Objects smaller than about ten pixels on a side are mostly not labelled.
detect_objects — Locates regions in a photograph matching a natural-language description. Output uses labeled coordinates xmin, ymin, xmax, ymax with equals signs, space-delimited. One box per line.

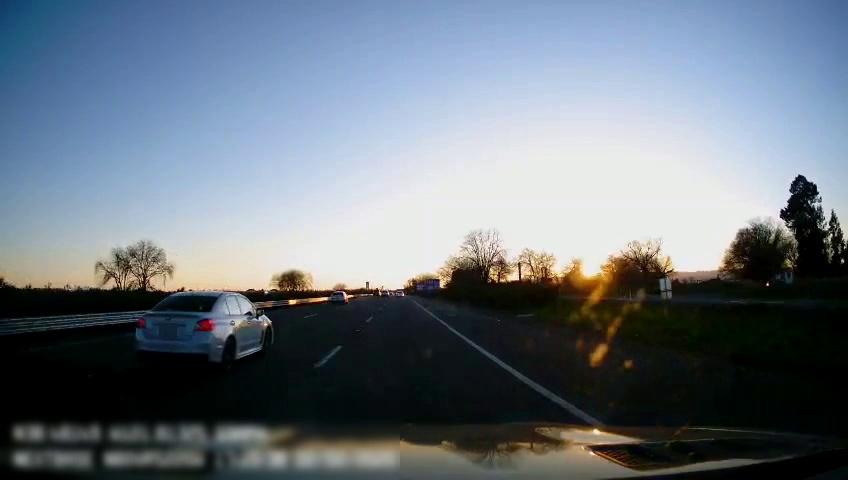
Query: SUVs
xmin=330 ymin=291 xmax=347 ymax=304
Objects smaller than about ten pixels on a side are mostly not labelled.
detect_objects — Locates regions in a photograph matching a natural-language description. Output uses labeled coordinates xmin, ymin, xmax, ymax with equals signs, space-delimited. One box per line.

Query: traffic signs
xmin=416 ymin=283 xmax=427 ymax=291
xmin=428 ymin=280 xmax=441 ymax=289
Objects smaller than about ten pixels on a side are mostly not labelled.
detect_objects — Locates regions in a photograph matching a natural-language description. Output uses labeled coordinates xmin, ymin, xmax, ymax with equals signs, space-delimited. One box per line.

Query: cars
xmin=134 ymin=291 xmax=275 ymax=381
